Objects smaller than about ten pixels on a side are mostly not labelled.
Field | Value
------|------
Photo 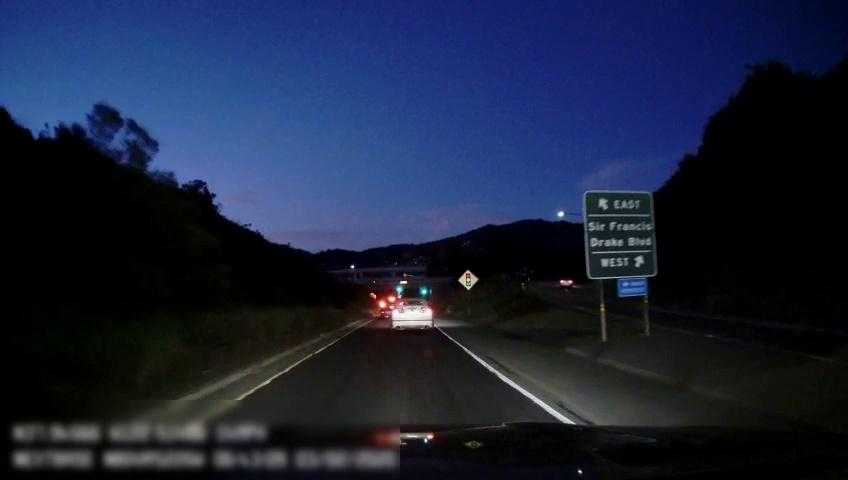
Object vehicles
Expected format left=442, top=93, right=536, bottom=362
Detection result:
left=559, top=276, right=574, bottom=289
left=390, top=297, right=435, bottom=332
left=379, top=294, right=402, bottom=319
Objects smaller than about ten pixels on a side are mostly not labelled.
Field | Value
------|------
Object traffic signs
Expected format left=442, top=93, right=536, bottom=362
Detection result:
left=583, top=192, right=660, bottom=277
left=459, top=270, right=478, bottom=292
